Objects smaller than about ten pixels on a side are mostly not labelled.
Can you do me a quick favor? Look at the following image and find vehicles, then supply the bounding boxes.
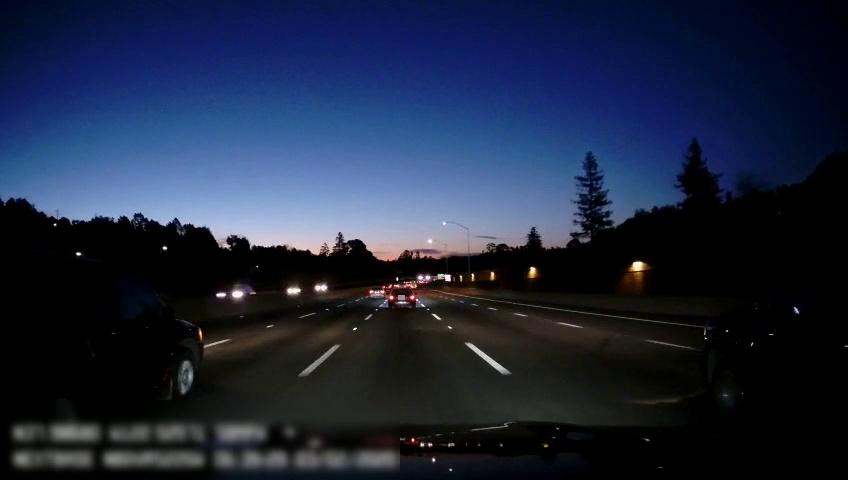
[388,288,416,311]
[287,286,302,295]
[216,284,256,298]
[369,286,387,300]
[314,283,329,292]
[0,245,204,438]
[698,262,848,433]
